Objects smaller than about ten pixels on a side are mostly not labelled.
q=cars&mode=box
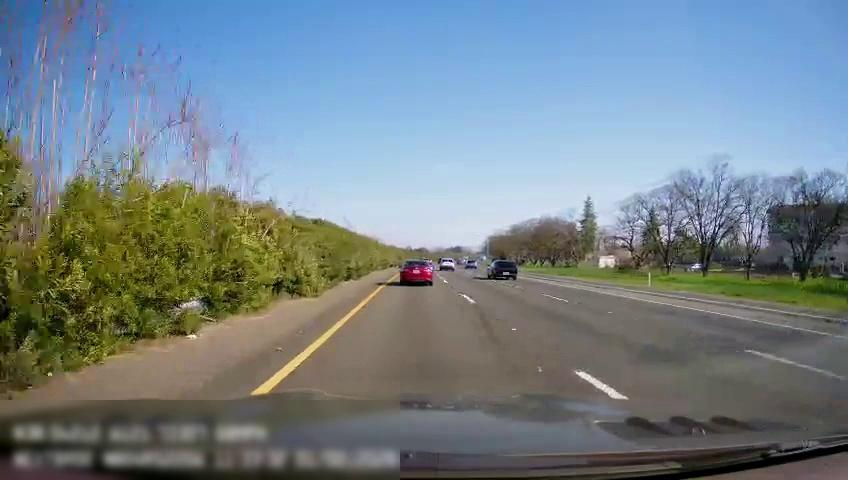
[486,258,519,281]
[395,258,434,286]
[438,257,456,272]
